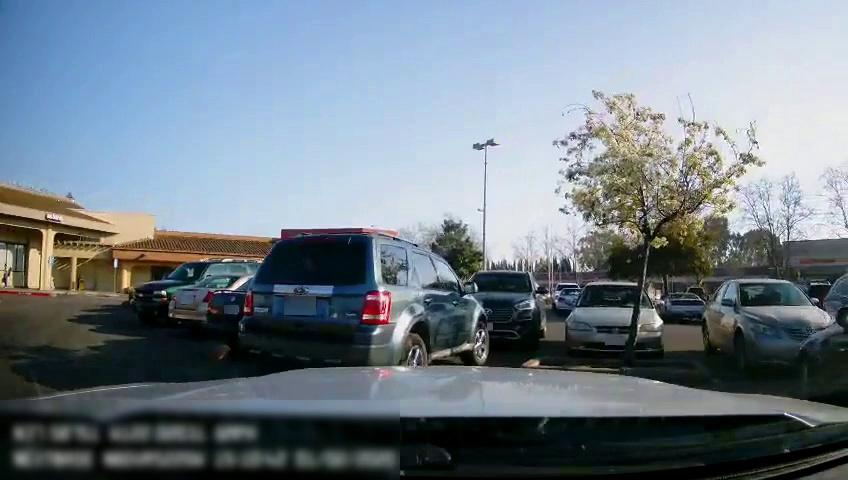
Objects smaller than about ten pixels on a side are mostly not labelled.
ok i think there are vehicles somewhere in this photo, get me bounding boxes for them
[822,272,848,325]
[803,283,834,310]
[702,280,836,377]
[207,275,256,337]
[468,271,550,351]
[551,283,580,312]
[653,293,705,324]
[564,283,665,362]
[557,288,585,313]
[134,261,262,322]
[798,305,848,408]
[240,227,490,368]
[682,287,707,303]
[174,275,256,332]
